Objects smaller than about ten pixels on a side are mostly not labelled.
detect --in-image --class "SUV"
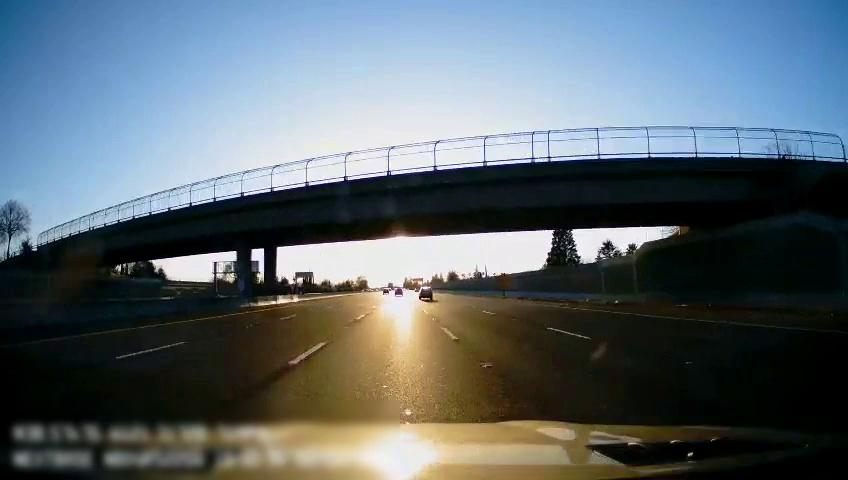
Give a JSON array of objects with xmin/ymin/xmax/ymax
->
[{"xmin": 418, "ymin": 286, "xmax": 434, "ymax": 301}]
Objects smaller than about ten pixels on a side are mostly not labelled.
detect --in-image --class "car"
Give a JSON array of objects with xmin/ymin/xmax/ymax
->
[{"xmin": 394, "ymin": 287, "xmax": 404, "ymax": 297}]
